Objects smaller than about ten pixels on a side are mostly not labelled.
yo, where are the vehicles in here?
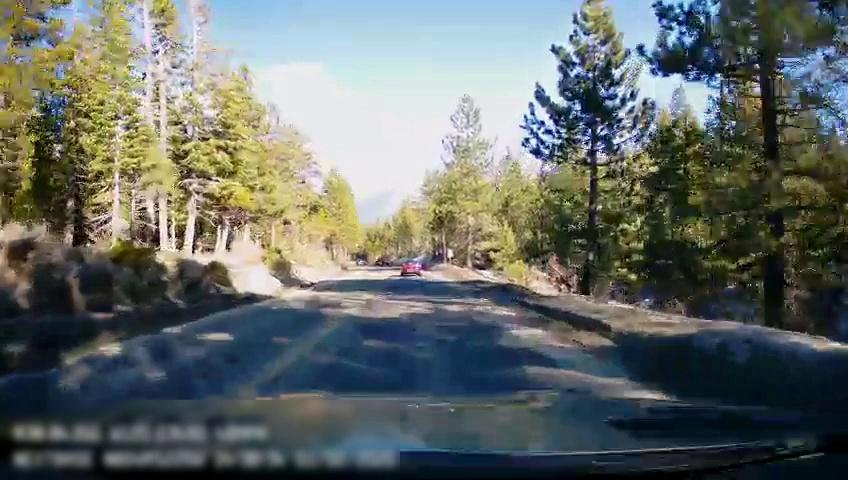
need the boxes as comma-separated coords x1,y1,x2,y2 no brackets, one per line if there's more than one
376,256,393,266
400,257,424,277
